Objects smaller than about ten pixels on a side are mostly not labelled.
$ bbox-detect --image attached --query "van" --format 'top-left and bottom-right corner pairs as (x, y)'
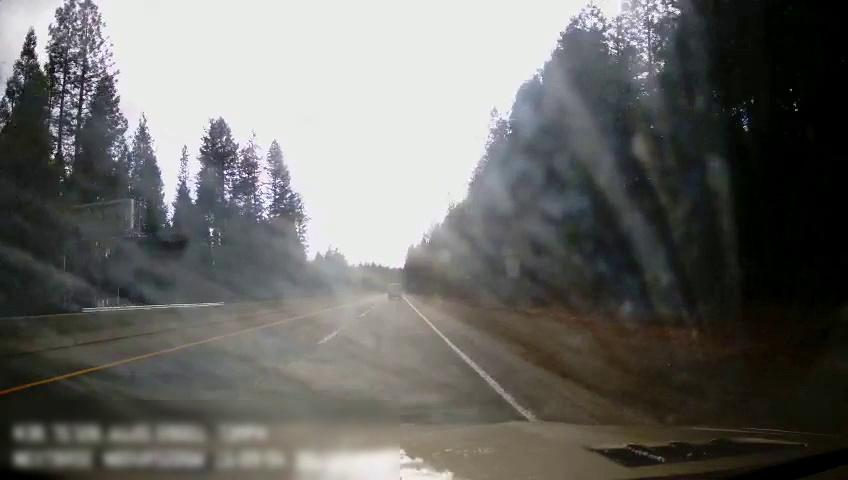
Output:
(387, 282), (403, 300)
